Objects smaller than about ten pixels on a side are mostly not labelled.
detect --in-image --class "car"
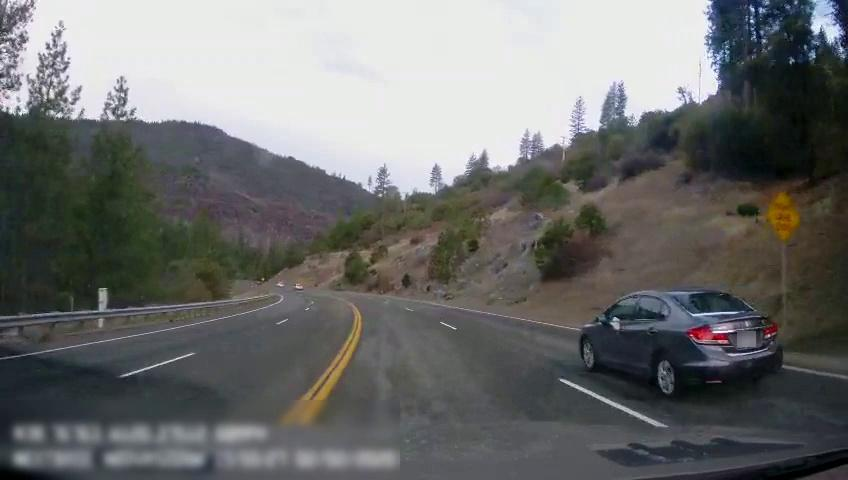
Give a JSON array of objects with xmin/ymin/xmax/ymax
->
[{"xmin": 578, "ymin": 289, "xmax": 784, "ymax": 398}]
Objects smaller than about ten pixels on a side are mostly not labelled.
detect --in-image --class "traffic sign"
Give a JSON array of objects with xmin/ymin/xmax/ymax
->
[{"xmin": 761, "ymin": 190, "xmax": 802, "ymax": 240}]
